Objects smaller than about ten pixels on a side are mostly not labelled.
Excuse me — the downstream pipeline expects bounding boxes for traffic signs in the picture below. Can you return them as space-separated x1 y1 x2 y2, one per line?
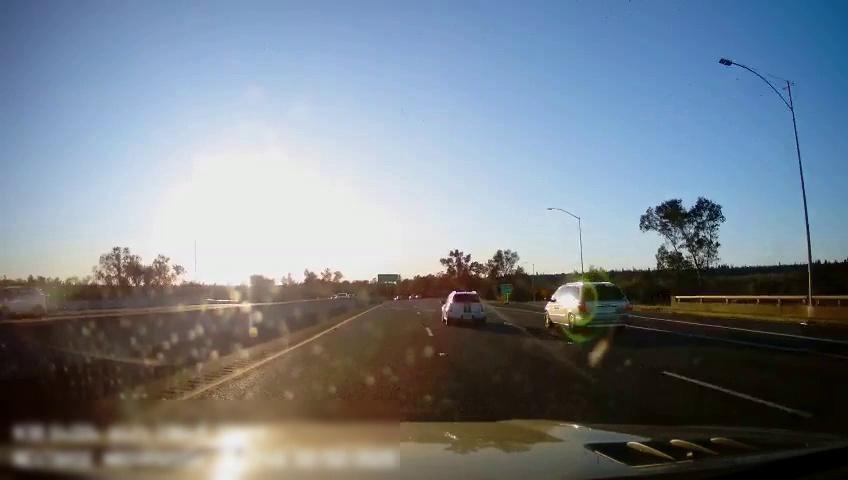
378 272 401 285
500 282 513 296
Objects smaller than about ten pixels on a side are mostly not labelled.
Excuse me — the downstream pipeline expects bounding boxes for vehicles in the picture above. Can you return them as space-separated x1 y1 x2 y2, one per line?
336 292 350 299
439 292 487 328
542 282 631 339
0 285 48 319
